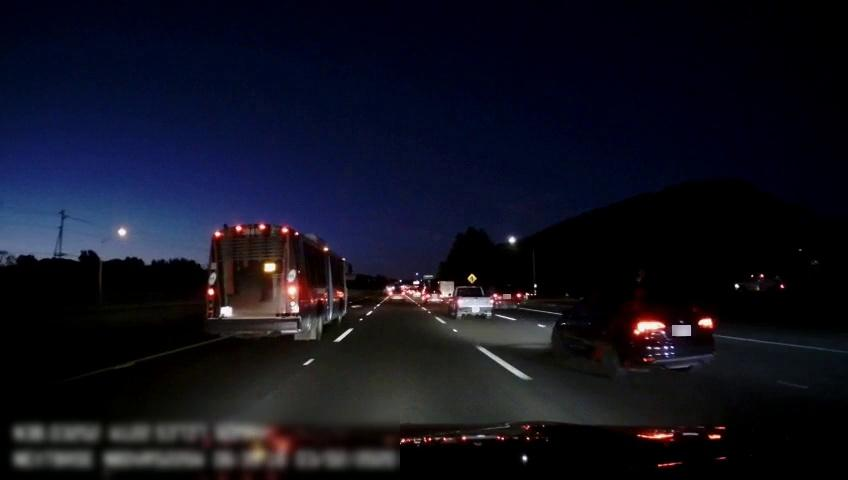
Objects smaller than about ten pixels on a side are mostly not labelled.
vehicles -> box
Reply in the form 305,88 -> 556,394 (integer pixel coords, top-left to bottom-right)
552,288 -> 717,372
419,289 -> 442,305
740,274 -> 795,296
202,223 -> 353,341
436,281 -> 454,298
390,286 -> 406,300
487,283 -> 523,308
448,286 -> 493,320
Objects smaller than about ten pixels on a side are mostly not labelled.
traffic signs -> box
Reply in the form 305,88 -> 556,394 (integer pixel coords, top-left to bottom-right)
467,273 -> 477,284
